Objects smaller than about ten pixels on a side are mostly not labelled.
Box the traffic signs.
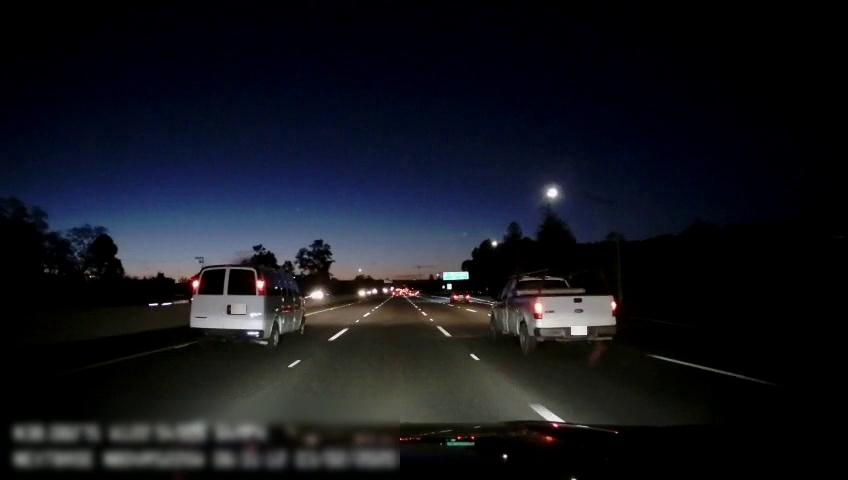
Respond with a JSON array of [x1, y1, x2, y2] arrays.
[[442, 271, 470, 280]]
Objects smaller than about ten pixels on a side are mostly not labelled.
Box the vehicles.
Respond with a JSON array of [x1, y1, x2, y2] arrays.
[[489, 268, 618, 356], [449, 291, 471, 306], [147, 293, 190, 307], [188, 264, 308, 353]]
